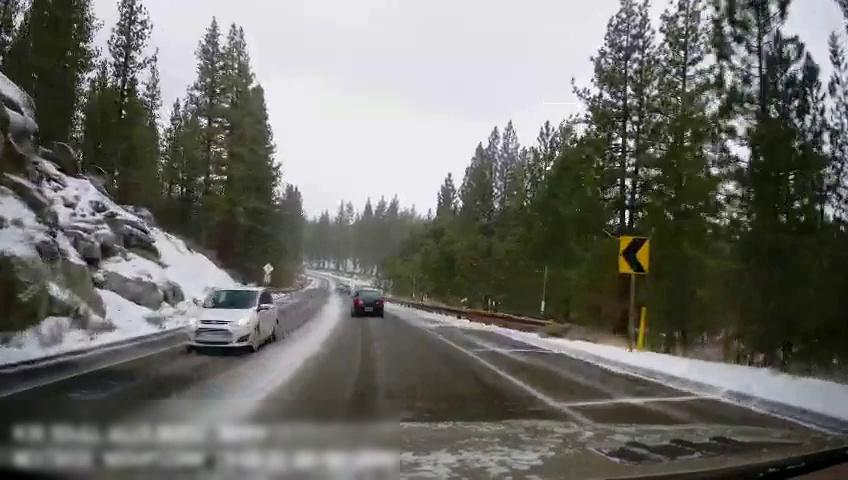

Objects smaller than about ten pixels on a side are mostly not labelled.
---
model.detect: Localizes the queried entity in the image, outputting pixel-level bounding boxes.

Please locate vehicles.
[338,282,352,295]
[350,288,385,318]
[184,285,281,353]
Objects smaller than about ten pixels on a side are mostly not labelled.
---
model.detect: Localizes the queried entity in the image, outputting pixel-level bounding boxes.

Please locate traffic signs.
[616,235,652,275]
